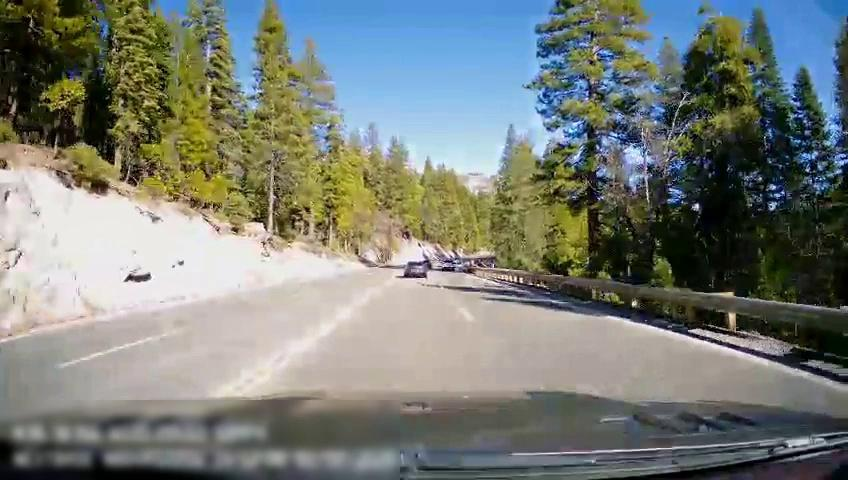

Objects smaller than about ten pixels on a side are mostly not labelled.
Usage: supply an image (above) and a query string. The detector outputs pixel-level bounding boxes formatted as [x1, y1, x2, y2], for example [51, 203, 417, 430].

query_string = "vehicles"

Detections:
[440, 257, 455, 272]
[404, 261, 428, 280]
